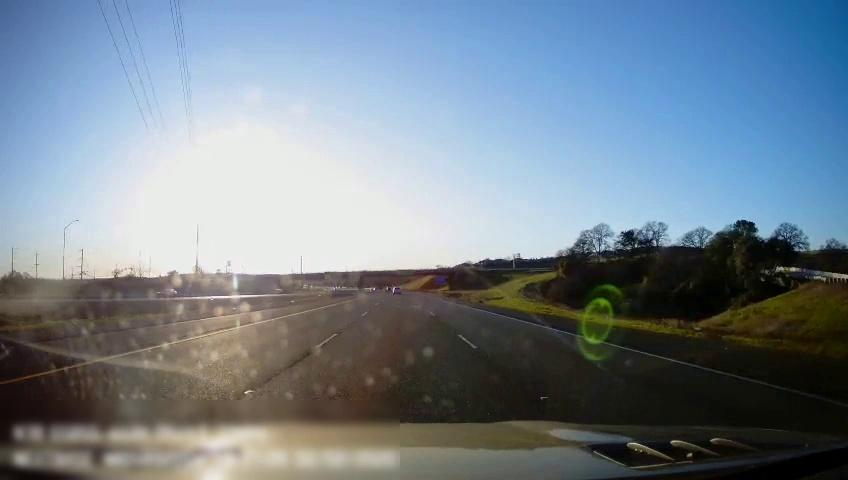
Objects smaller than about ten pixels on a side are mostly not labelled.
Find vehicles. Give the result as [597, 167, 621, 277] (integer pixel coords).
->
[155, 288, 178, 297]
[273, 288, 284, 294]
